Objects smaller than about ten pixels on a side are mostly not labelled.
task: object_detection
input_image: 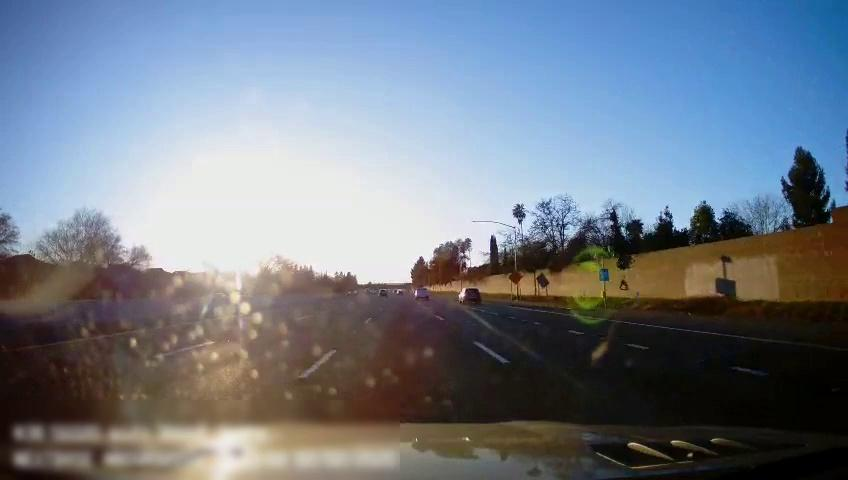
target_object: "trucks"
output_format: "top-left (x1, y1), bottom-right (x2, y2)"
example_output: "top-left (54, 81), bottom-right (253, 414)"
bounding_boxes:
top-left (414, 287), bottom-right (429, 301)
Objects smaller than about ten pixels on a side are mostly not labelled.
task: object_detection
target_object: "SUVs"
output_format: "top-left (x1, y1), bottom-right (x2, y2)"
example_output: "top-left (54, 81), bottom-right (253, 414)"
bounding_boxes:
top-left (377, 288), bottom-right (389, 297)
top-left (458, 288), bottom-right (481, 306)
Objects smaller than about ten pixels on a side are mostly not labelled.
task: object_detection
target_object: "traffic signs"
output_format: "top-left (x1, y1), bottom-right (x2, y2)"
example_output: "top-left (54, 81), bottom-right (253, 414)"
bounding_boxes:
top-left (599, 269), bottom-right (609, 283)
top-left (509, 270), bottom-right (523, 285)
